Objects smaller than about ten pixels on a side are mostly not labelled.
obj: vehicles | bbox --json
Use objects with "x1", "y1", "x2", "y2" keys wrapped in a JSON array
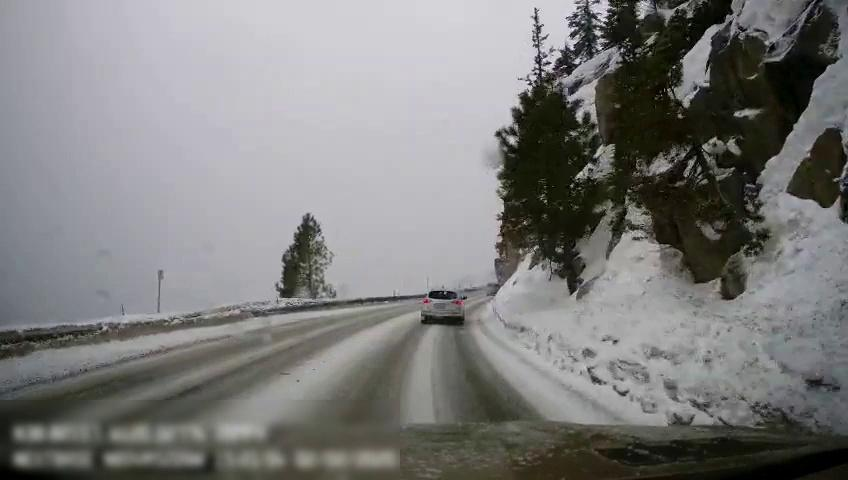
[
  {"x1": 420, "y1": 288, "x2": 469, "y2": 326},
  {"x1": 486, "y1": 282, "x2": 504, "y2": 297}
]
